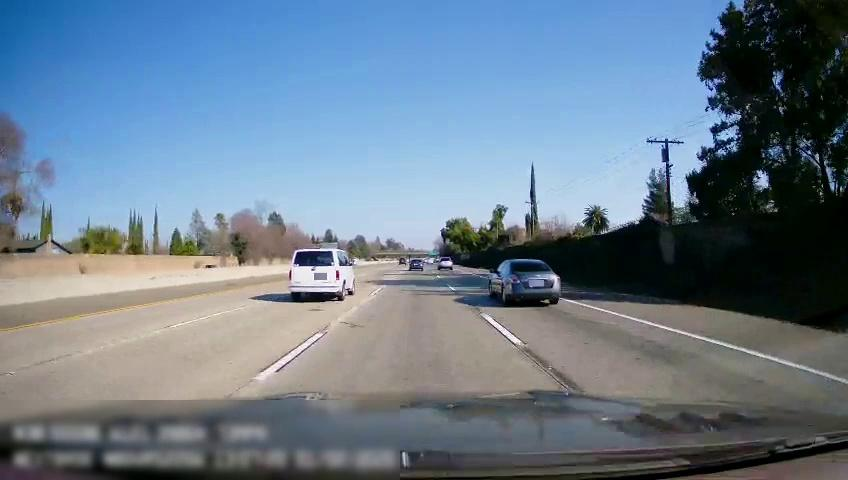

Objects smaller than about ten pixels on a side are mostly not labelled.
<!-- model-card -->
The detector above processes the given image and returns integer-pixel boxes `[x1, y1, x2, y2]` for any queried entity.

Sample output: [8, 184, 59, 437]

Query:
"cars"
[408, 258, 424, 271]
[487, 259, 561, 307]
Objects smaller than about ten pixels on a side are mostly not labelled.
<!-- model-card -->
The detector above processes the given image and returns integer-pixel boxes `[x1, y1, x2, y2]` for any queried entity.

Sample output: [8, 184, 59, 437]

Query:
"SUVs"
[437, 256, 454, 270]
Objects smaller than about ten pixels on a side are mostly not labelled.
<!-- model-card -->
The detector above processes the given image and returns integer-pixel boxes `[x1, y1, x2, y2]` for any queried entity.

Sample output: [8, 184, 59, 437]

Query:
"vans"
[287, 248, 356, 300]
